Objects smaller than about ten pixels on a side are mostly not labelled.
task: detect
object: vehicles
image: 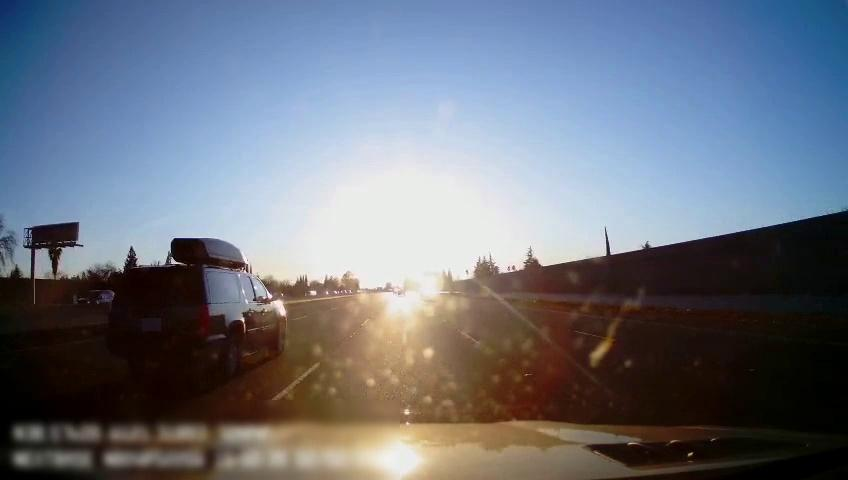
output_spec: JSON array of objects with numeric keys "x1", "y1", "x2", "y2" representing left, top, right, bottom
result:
[
  {"x1": 75, "y1": 289, "x2": 117, "y2": 305},
  {"x1": 108, "y1": 236, "x2": 289, "y2": 382},
  {"x1": 397, "y1": 288, "x2": 406, "y2": 296}
]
